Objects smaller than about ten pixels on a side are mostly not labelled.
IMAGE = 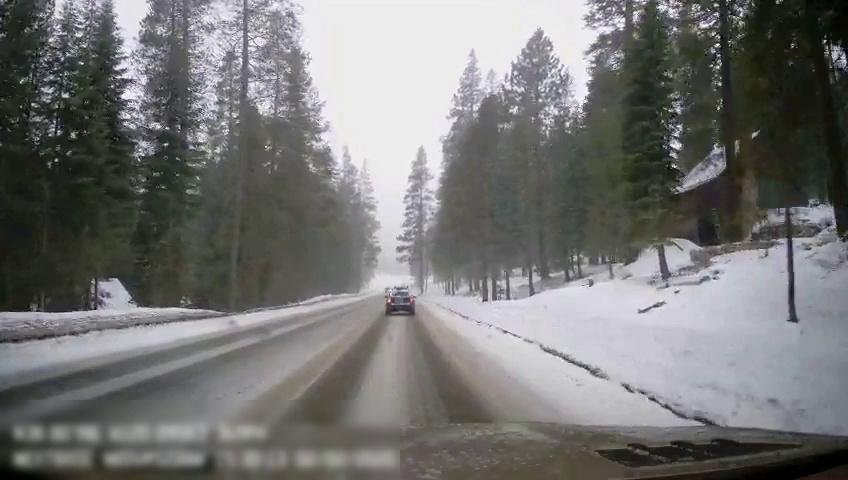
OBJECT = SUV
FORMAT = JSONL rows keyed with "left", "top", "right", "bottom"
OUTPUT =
{"left": 385, "top": 285, "right": 417, "bottom": 315}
